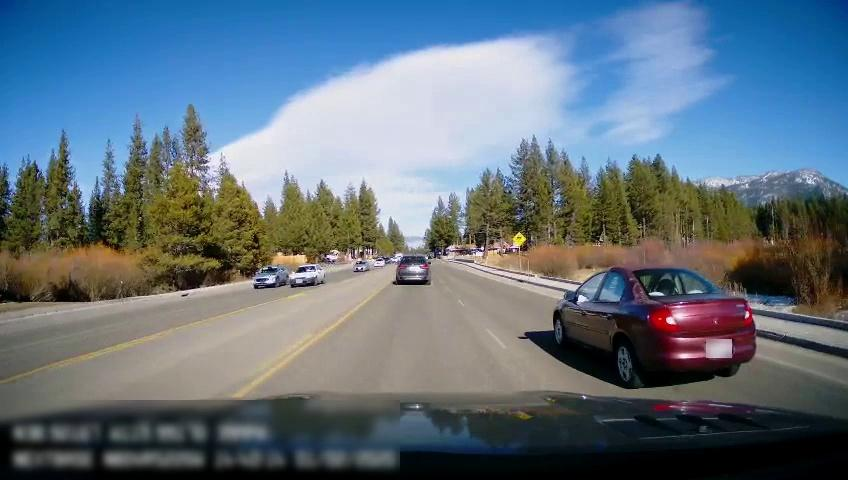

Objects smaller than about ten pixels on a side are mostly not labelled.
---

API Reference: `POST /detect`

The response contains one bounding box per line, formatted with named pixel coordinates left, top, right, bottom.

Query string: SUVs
left=397, top=256, right=431, bottom=284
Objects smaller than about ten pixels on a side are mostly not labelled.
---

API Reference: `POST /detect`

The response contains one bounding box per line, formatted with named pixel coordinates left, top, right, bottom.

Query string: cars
left=290, top=265, right=325, bottom=288
left=353, top=260, right=369, bottom=272
left=553, top=268, right=756, bottom=386
left=254, top=266, right=287, bottom=289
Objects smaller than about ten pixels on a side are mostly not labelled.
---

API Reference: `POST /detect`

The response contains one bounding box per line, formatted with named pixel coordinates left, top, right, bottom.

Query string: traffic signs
left=512, top=232, right=526, bottom=244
